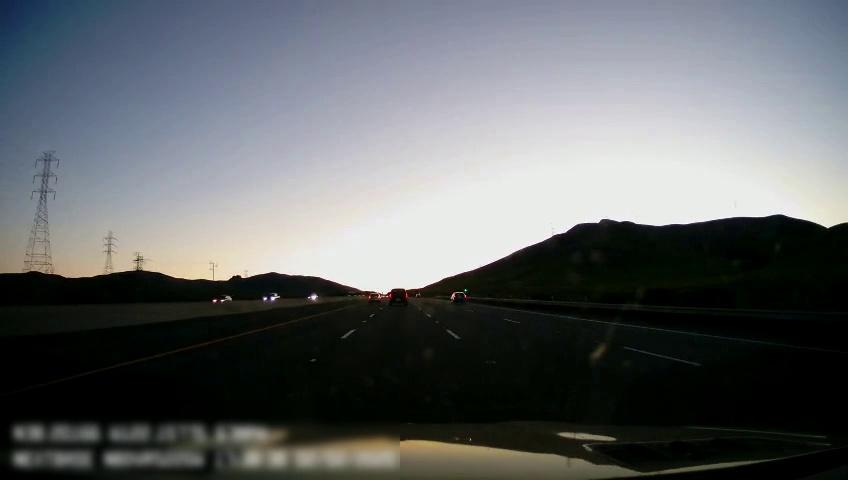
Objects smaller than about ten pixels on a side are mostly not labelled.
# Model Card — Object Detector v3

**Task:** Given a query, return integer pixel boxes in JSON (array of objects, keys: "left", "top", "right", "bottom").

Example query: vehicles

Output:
[
  {"left": 307, "top": 294, "right": 319, "bottom": 299},
  {"left": 212, "top": 295, "right": 233, "bottom": 303},
  {"left": 450, "top": 292, "right": 467, "bottom": 304},
  {"left": 389, "top": 289, "right": 408, "bottom": 306},
  {"left": 262, "top": 293, "right": 281, "bottom": 301},
  {"left": 368, "top": 293, "right": 382, "bottom": 303}
]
